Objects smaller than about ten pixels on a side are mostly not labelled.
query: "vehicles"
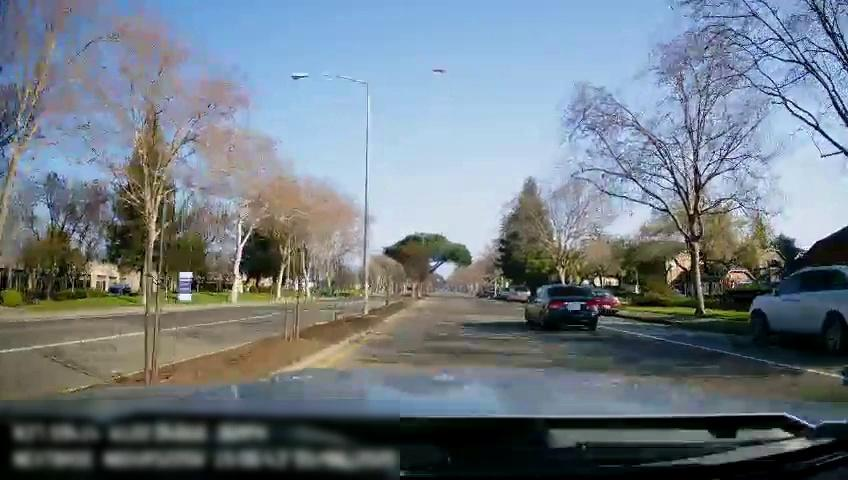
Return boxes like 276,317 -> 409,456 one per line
589,288 -> 624,317
505,286 -> 531,303
749,265 -> 848,357
524,284 -> 601,333
493,287 -> 511,301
